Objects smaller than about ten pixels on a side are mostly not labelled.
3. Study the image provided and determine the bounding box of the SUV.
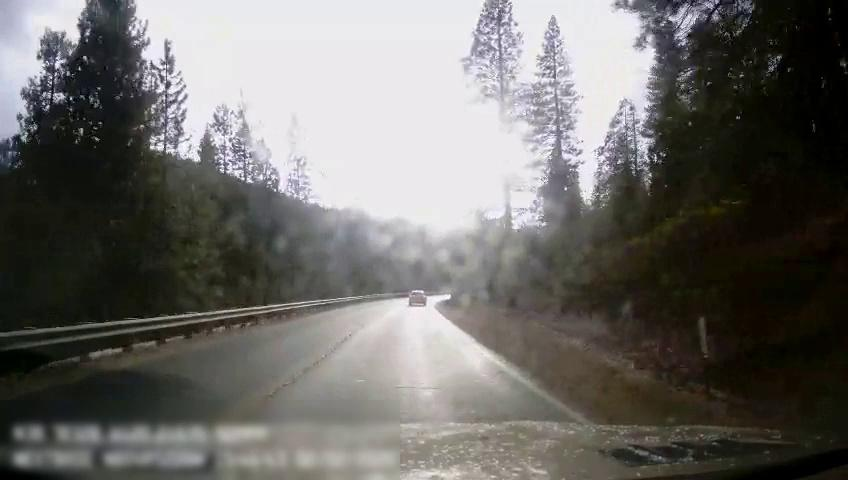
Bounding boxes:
[408,290,427,307]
